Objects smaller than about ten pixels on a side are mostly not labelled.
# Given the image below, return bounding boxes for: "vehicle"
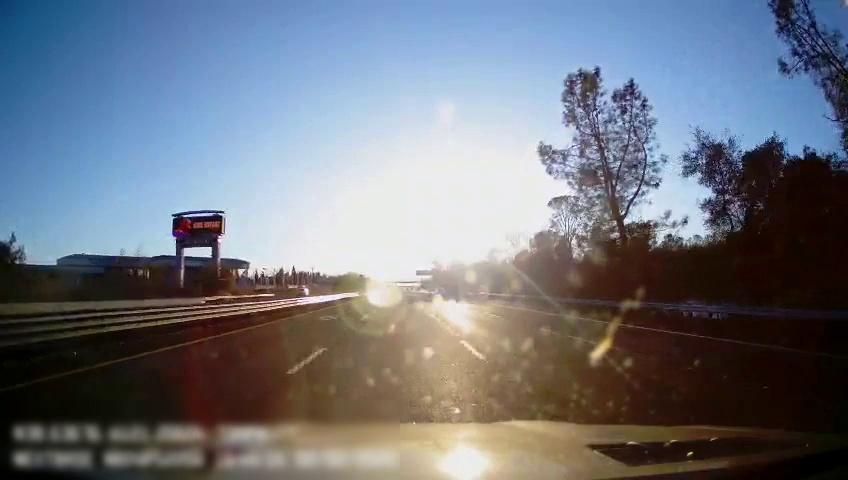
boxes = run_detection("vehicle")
[296,288,310,297]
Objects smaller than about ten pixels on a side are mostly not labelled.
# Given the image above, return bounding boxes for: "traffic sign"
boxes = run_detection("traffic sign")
[416,270,434,276]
